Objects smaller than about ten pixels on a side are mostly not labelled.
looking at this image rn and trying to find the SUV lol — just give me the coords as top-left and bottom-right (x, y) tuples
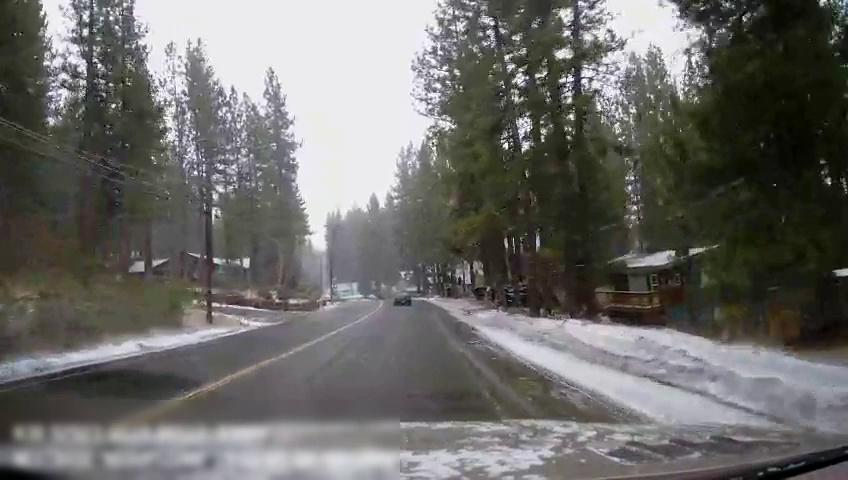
(494, 286), (528, 308)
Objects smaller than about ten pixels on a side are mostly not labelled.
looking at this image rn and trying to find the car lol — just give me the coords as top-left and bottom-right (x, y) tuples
(393, 293), (412, 307)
